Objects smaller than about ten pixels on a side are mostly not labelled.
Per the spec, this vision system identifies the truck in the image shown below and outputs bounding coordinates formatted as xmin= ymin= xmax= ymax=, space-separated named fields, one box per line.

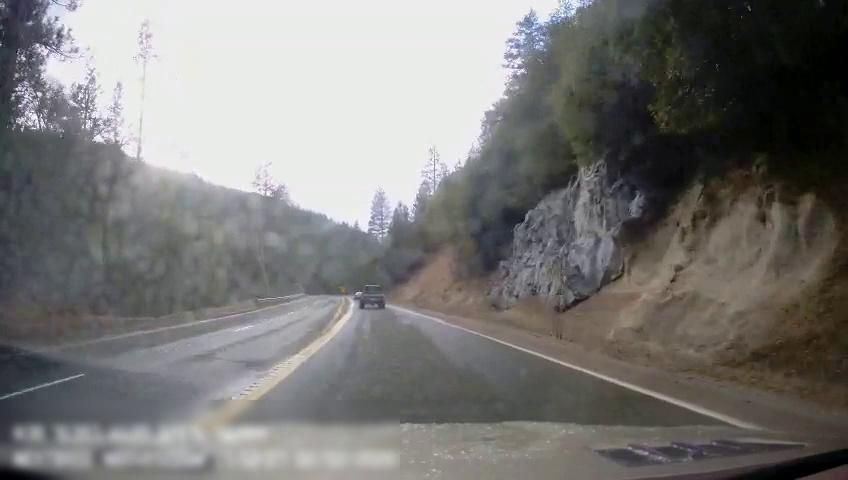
xmin=359 ymin=284 xmax=386 ymax=309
